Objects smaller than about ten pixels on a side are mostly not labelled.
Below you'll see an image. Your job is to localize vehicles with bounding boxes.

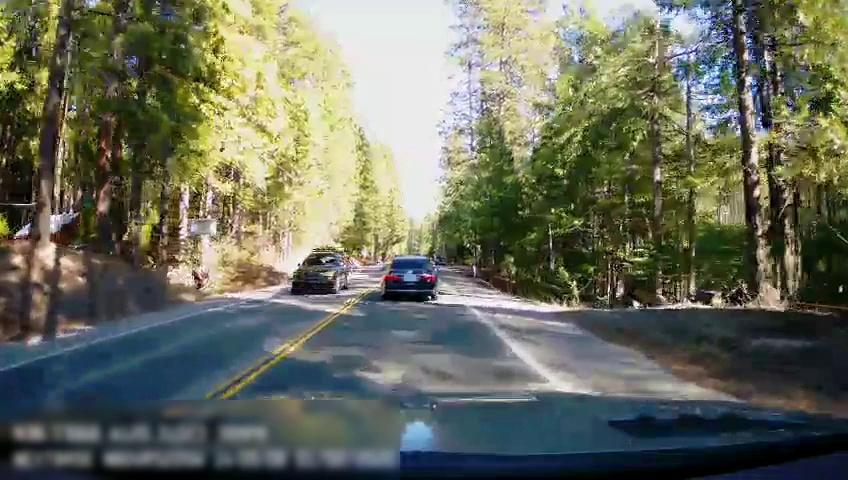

[434,255,448,266]
[289,247,350,295]
[383,255,440,301]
